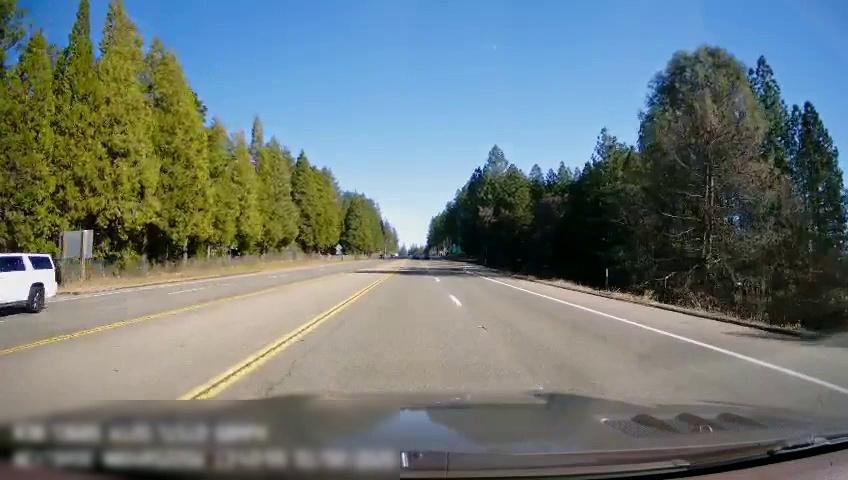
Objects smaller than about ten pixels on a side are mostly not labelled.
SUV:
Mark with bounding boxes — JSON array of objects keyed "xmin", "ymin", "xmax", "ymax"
[{"xmin": 0, "ymin": 252, "xmax": 59, "ymax": 313}]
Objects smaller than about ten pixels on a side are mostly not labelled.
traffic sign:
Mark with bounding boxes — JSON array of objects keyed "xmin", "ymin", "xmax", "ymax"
[{"xmin": 448, "ymin": 245, "xmax": 463, "ymax": 254}]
